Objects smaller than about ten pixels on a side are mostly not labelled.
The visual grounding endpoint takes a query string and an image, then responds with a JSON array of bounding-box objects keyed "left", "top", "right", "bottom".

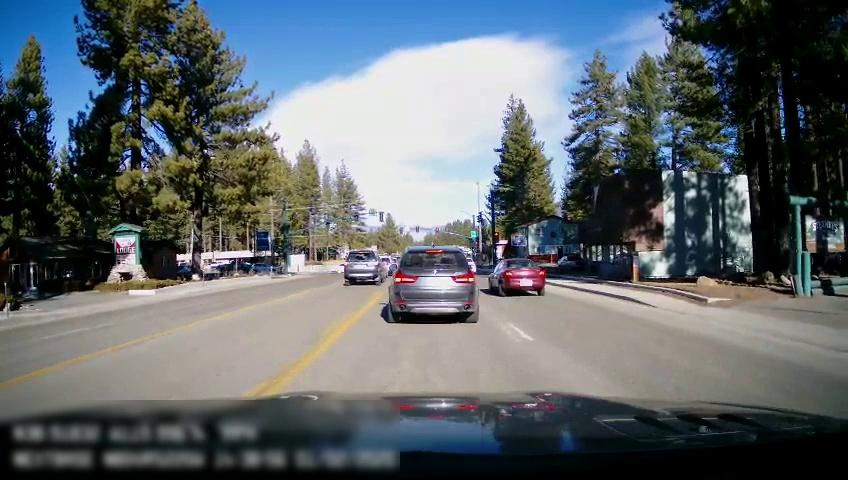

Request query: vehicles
[
  {"left": 466, "top": 259, "right": 477, "bottom": 275},
  {"left": 177, "top": 263, "right": 191, "bottom": 277},
  {"left": 558, "top": 254, "right": 588, "bottom": 270},
  {"left": 251, "top": 262, "right": 282, "bottom": 275},
  {"left": 343, "top": 250, "right": 382, "bottom": 285},
  {"left": 210, "top": 260, "right": 230, "bottom": 276},
  {"left": 379, "top": 261, "right": 387, "bottom": 279},
  {"left": 487, "top": 258, "right": 547, "bottom": 298},
  {"left": 389, "top": 245, "right": 479, "bottom": 325},
  {"left": 381, "top": 256, "right": 396, "bottom": 277},
  {"left": 230, "top": 262, "right": 250, "bottom": 274}
]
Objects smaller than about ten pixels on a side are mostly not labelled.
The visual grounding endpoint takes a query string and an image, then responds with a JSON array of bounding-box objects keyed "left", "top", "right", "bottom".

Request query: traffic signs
[{"left": 470, "top": 231, "right": 479, "bottom": 243}]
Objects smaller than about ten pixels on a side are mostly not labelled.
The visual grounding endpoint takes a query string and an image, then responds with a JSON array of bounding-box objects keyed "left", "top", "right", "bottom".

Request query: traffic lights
[{"left": 494, "top": 232, "right": 499, "bottom": 243}]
